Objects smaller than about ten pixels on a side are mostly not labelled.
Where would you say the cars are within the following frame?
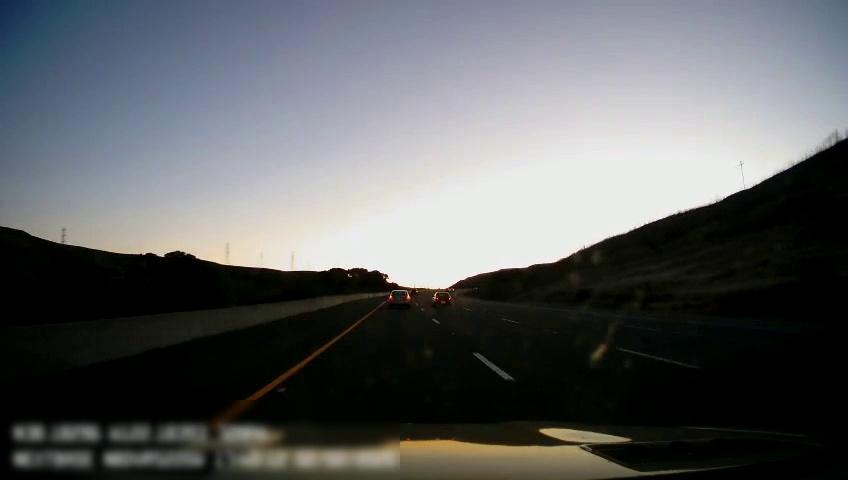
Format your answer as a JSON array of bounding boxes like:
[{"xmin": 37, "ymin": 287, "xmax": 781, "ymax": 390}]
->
[
  {"xmin": 431, "ymin": 292, "xmax": 451, "ymax": 307},
  {"xmin": 389, "ymin": 289, "xmax": 411, "ymax": 309}
]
